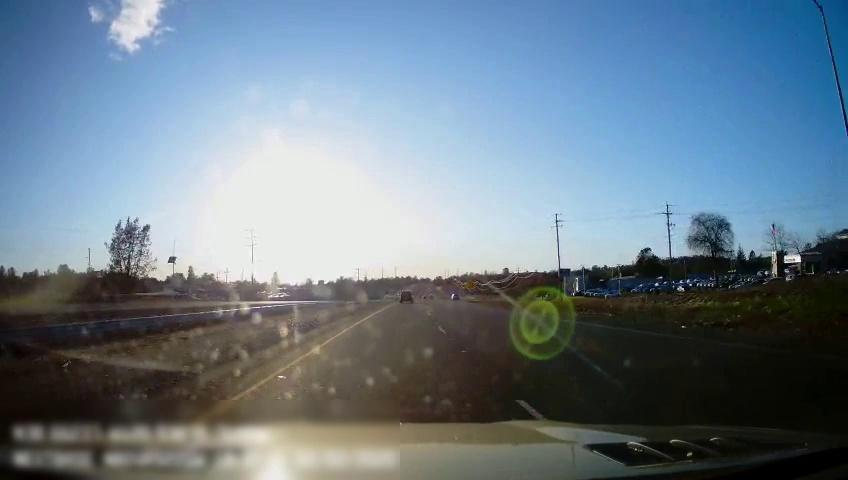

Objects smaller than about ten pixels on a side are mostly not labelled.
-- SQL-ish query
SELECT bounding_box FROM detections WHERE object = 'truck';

[400,291,414,304]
